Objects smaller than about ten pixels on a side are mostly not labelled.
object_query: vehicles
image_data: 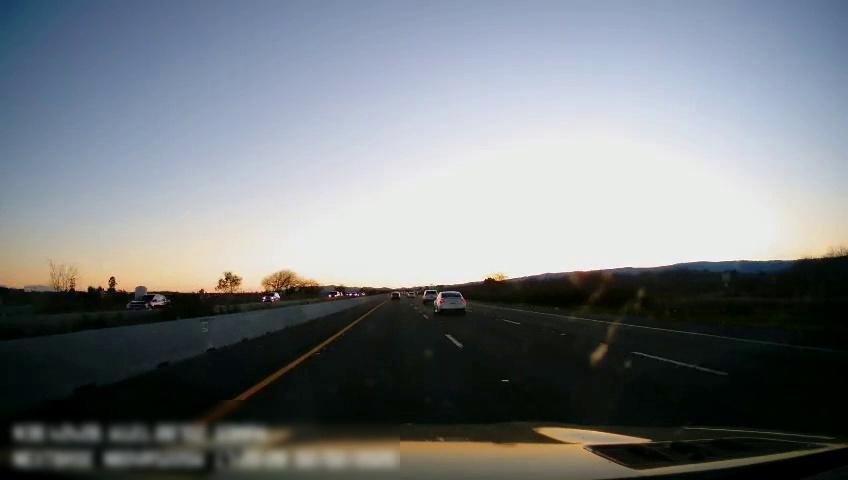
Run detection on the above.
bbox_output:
[434,290,467,315]
[421,289,438,302]
[262,291,281,305]
[327,290,344,299]
[126,293,172,311]
[390,291,401,301]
